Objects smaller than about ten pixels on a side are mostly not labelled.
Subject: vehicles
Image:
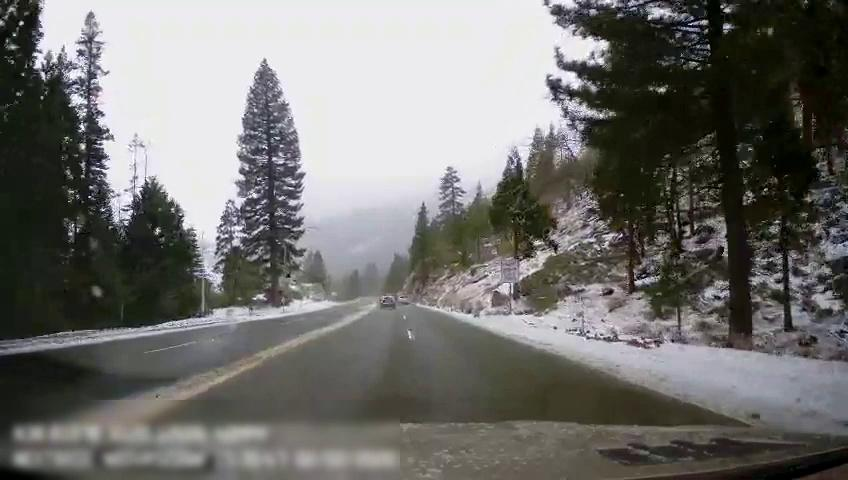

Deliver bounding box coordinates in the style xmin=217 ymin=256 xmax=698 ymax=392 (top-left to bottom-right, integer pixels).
xmin=379 ymin=295 xmax=396 ymax=309
xmin=397 ymin=294 xmax=409 ymax=305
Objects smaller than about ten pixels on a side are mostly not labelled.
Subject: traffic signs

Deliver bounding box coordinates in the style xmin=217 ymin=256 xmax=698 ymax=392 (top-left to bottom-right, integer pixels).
xmin=499 ymin=257 xmax=521 ymax=284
